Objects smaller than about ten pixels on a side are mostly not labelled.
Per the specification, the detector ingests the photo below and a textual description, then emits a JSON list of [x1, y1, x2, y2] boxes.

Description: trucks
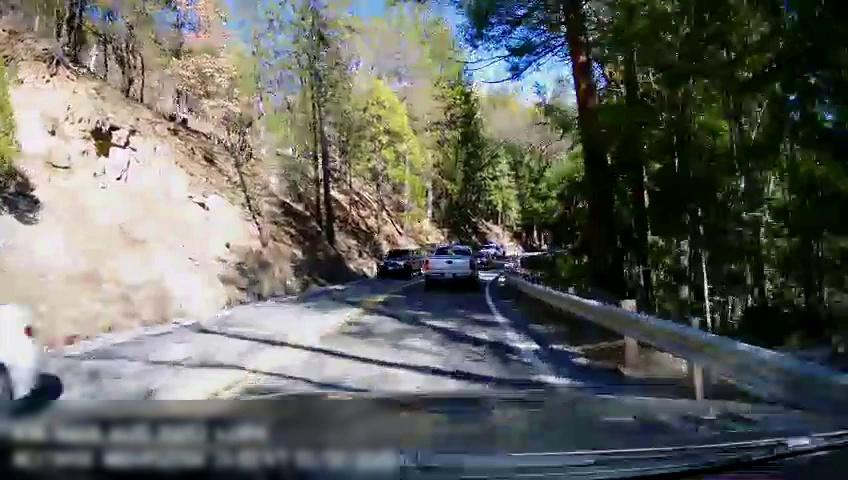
[[378, 248, 427, 281], [420, 245, 480, 292]]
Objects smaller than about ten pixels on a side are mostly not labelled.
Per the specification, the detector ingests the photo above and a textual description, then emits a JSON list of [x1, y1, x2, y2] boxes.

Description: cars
[[0, 304, 42, 419]]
